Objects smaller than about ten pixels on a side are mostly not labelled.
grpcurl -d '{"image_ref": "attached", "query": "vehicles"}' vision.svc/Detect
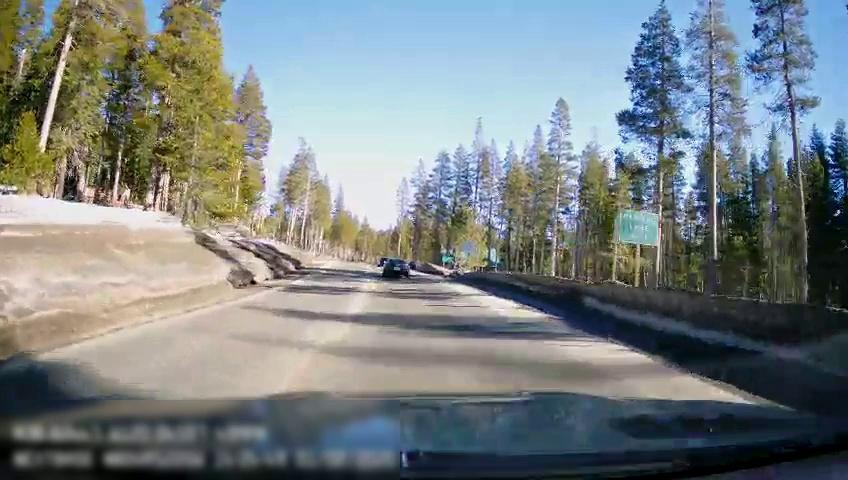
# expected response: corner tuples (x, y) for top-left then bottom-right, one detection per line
(377, 256), (389, 266)
(382, 257), (410, 278)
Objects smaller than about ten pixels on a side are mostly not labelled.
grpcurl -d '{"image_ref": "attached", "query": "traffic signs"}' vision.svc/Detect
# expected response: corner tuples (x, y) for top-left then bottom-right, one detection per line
(617, 210), (660, 245)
